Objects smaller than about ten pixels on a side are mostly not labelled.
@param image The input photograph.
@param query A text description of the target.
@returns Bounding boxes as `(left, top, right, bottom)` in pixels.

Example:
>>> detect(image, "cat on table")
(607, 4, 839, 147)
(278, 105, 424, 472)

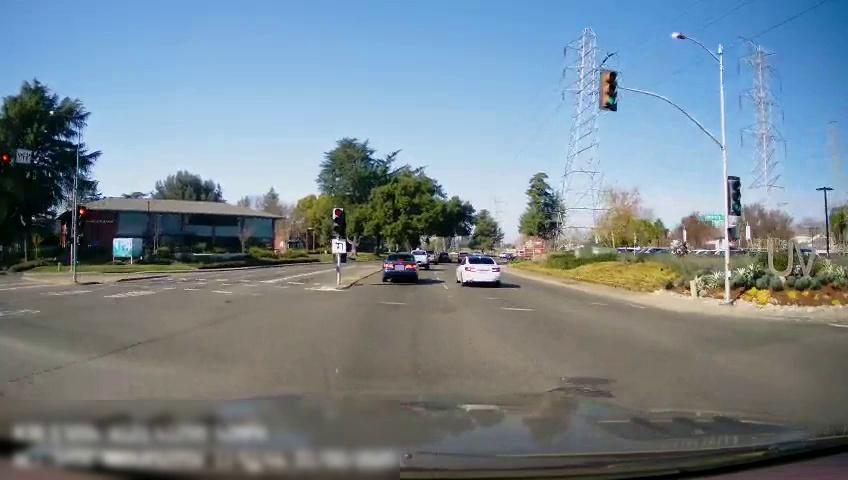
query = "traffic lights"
(601, 69, 618, 112)
(727, 175, 743, 217)
(0, 150, 9, 173)
(333, 208, 344, 234)
(76, 204, 86, 231)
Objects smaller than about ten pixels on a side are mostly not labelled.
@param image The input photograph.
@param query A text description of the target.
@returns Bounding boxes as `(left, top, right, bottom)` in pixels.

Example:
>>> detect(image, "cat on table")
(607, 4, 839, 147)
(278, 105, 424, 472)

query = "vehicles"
(410, 250, 431, 270)
(457, 252, 469, 263)
(426, 250, 439, 265)
(455, 255, 501, 288)
(382, 254, 418, 282)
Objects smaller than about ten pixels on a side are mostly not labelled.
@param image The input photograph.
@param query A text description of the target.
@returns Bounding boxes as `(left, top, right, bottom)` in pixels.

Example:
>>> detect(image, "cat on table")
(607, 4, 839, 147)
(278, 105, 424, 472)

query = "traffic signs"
(331, 239, 346, 253)
(14, 148, 32, 164)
